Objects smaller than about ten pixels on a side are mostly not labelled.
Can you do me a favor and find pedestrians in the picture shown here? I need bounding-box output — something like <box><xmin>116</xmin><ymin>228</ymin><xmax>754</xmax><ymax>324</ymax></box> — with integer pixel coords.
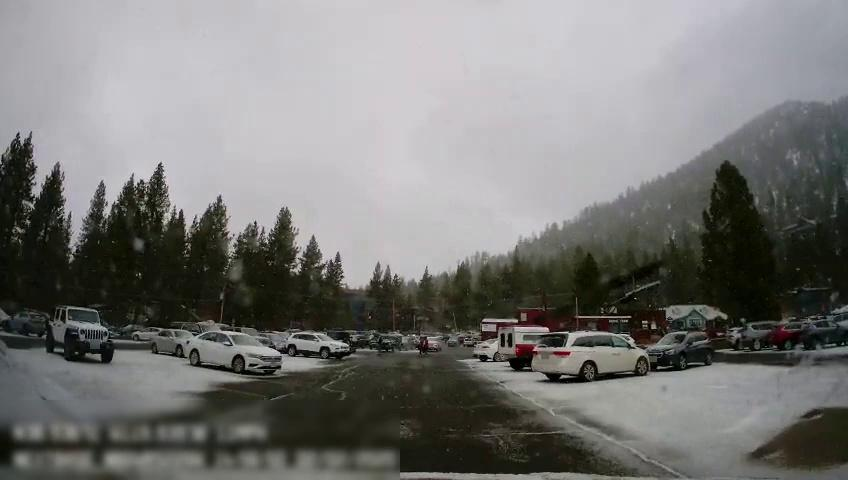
<box><xmin>419</xmin><ymin>337</ymin><xmax>424</xmax><ymax>354</ymax></box>
<box><xmin>424</xmin><ymin>337</ymin><xmax>430</xmax><ymax>354</ymax></box>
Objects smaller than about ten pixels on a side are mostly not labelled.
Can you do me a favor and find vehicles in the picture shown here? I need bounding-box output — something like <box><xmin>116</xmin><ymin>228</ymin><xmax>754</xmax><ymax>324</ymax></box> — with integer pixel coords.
<box><xmin>645</xmin><ymin>331</ymin><xmax>712</xmax><ymax>370</ymax></box>
<box><xmin>271</xmin><ymin>332</ymin><xmax>289</xmax><ymax>354</ymax></box>
<box><xmin>531</xmin><ymin>332</ymin><xmax>650</xmax><ymax>383</ymax></box>
<box><xmin>130</xmin><ymin>326</ymin><xmax>163</xmax><ymax>342</ymax></box>
<box><xmin>428</xmin><ymin>336</ymin><xmax>441</xmax><ymax>352</ymax></box>
<box><xmin>149</xmin><ymin>329</ymin><xmax>197</xmax><ymax>358</ymax></box>
<box><xmin>742</xmin><ymin>321</ymin><xmax>773</xmax><ymax>353</ymax></box>
<box><xmin>376</xmin><ymin>333</ymin><xmax>402</xmax><ymax>353</ymax></box>
<box><xmin>8</xmin><ymin>313</ymin><xmax>45</xmax><ymax>336</ymax></box>
<box><xmin>44</xmin><ymin>306</ymin><xmax>115</xmax><ymax>364</ymax></box>
<box><xmin>286</xmin><ymin>331</ymin><xmax>351</xmax><ymax>360</ymax></box>
<box><xmin>498</xmin><ymin>326</ymin><xmax>550</xmax><ymax>372</ymax></box>
<box><xmin>826</xmin><ymin>304</ymin><xmax>848</xmax><ymax>329</ymax></box>
<box><xmin>182</xmin><ymin>330</ymin><xmax>283</xmax><ymax>375</ymax></box>
<box><xmin>473</xmin><ymin>339</ymin><xmax>500</xmax><ymax>362</ymax></box>
<box><xmin>170</xmin><ymin>320</ymin><xmax>223</xmax><ymax>336</ymax></box>
<box><xmin>768</xmin><ymin>322</ymin><xmax>798</xmax><ymax>351</ymax></box>
<box><xmin>729</xmin><ymin>327</ymin><xmax>743</xmax><ymax>350</ymax></box>
<box><xmin>369</xmin><ymin>332</ymin><xmax>379</xmax><ymax>350</ymax></box>
<box><xmin>221</xmin><ymin>326</ymin><xmax>272</xmax><ymax>348</ymax></box>
<box><xmin>798</xmin><ymin>318</ymin><xmax>848</xmax><ymax>351</ymax></box>
<box><xmin>326</xmin><ymin>330</ymin><xmax>350</xmax><ymax>346</ymax></box>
